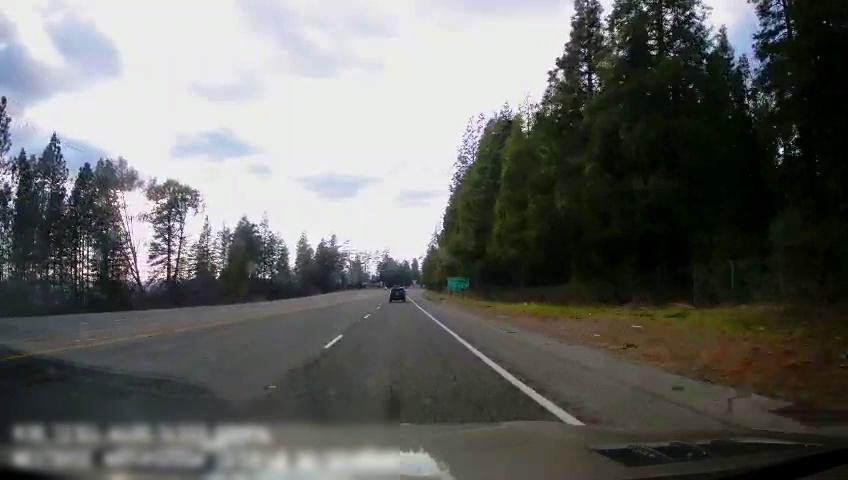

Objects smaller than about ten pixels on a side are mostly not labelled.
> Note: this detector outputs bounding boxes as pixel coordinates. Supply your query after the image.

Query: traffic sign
[448,277,470,290]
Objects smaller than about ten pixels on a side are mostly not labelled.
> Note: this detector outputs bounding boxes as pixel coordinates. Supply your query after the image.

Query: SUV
[389,287,407,303]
